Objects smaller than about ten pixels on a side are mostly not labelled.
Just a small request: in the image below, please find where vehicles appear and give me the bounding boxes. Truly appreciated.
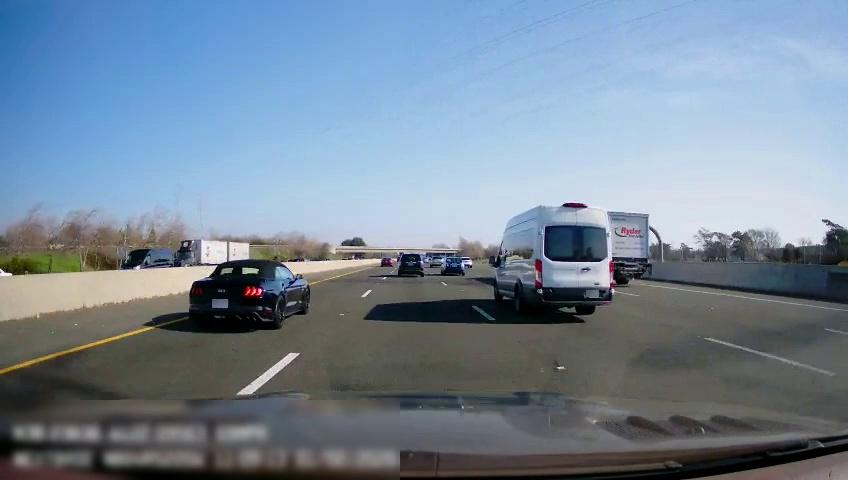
[380,257,393,267]
[489,201,617,316]
[604,209,654,285]
[121,247,175,271]
[429,257,443,268]
[397,253,424,277]
[836,260,848,268]
[287,256,306,263]
[0,267,13,277]
[172,239,251,269]
[440,256,466,277]
[310,256,331,262]
[187,258,312,330]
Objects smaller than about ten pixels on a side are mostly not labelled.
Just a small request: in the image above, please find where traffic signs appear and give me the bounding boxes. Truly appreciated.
[118,248,128,259]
